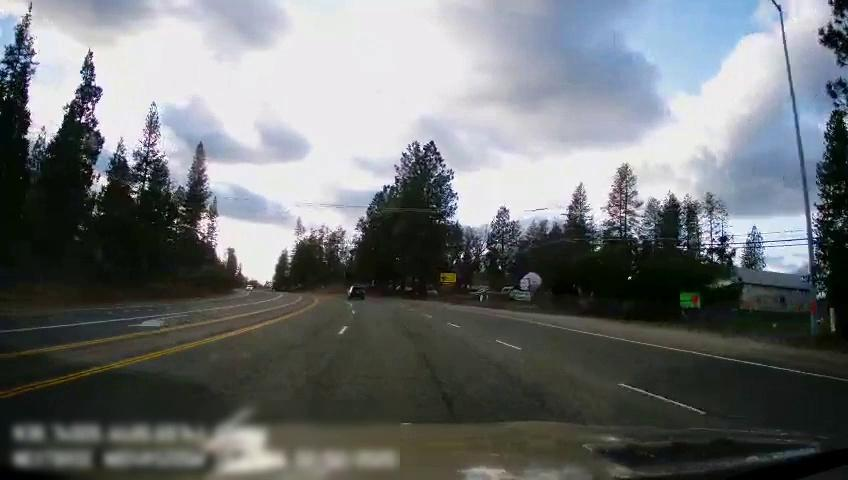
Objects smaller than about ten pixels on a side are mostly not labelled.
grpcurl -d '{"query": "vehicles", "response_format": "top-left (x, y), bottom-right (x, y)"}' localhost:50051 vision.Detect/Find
top-left (347, 285), bottom-right (367, 300)
top-left (245, 285), bottom-right (254, 292)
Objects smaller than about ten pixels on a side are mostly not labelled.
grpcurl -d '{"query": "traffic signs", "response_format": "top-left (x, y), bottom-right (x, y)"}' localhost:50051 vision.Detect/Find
top-left (514, 291), bottom-right (532, 302)
top-left (440, 272), bottom-right (458, 283)
top-left (680, 293), bottom-right (700, 309)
